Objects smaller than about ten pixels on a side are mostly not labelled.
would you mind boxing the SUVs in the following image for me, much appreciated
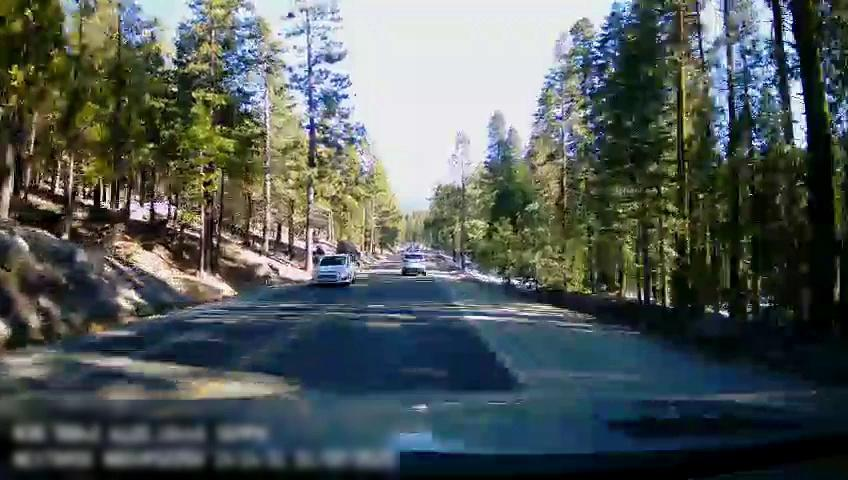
[401,253,427,277]
[311,254,357,288]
